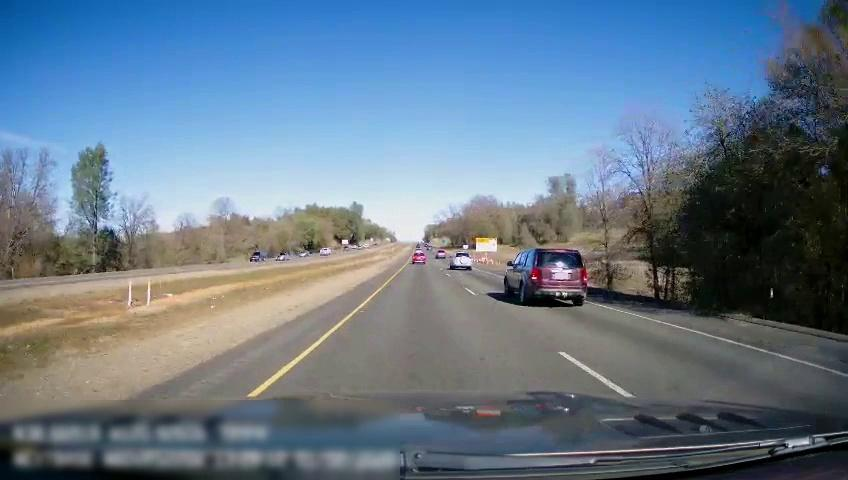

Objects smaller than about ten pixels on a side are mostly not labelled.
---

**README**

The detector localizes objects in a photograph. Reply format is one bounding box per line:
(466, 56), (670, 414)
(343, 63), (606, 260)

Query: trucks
(319, 247), (331, 256)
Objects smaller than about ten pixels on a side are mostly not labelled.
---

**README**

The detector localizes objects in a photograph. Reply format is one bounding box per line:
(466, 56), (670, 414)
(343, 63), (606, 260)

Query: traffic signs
(476, 238), (499, 253)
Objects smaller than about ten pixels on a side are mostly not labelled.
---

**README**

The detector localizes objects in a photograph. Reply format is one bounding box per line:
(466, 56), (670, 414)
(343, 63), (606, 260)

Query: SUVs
(448, 251), (472, 271)
(435, 249), (448, 260)
(249, 251), (265, 263)
(411, 251), (426, 264)
(503, 246), (589, 307)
